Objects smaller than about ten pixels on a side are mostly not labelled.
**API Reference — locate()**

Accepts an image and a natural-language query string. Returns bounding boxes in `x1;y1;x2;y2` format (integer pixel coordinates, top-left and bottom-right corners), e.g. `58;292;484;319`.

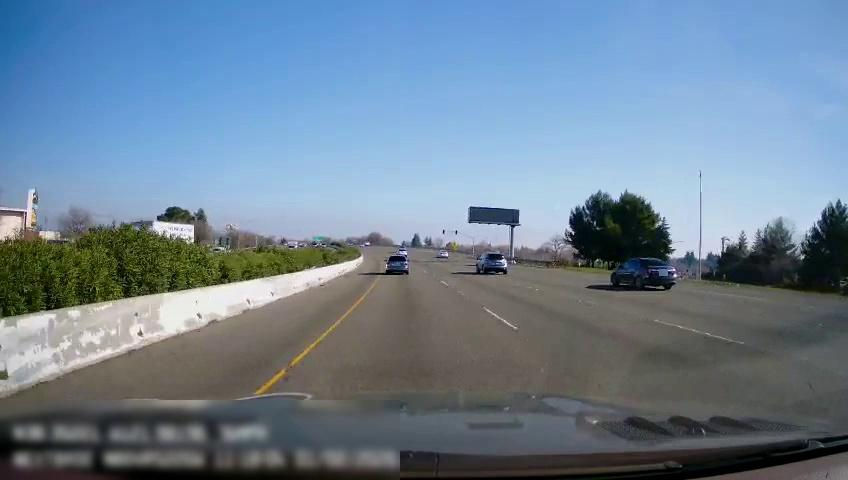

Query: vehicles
385;254;409;274
130;221;195;242
398;247;408;257
610;256;677;290
476;250;508;274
